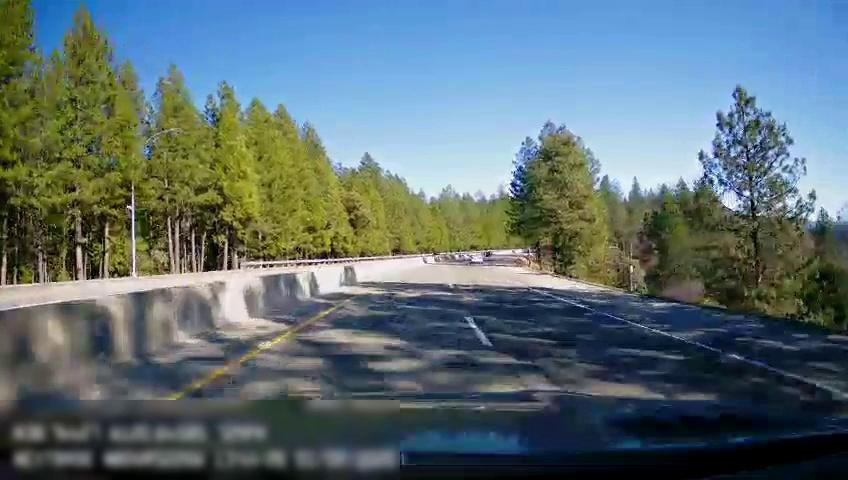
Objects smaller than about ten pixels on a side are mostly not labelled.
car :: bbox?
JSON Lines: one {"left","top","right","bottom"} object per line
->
{"left": 469, "top": 252, "right": 484, "bottom": 264}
